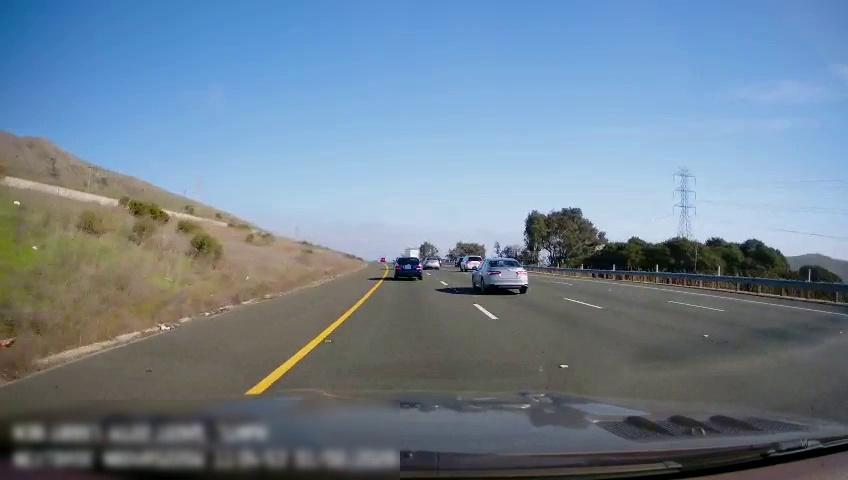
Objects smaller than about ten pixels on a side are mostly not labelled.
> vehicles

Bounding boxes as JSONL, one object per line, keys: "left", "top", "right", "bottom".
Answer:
{"left": 422, "top": 258, "right": 440, "bottom": 270}
{"left": 454, "top": 258, "right": 464, "bottom": 268}
{"left": 401, "top": 248, "right": 420, "bottom": 258}
{"left": 470, "top": 258, "right": 529, "bottom": 294}
{"left": 394, "top": 257, "right": 423, "bottom": 280}
{"left": 460, "top": 255, "right": 484, "bottom": 272}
